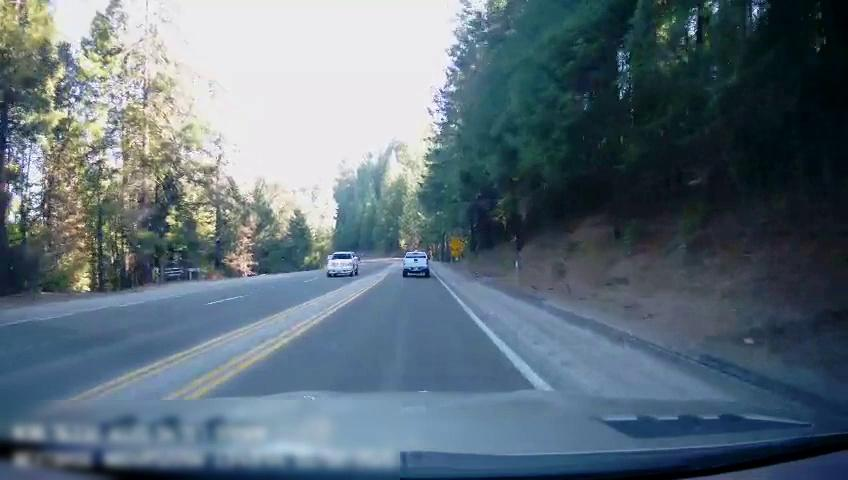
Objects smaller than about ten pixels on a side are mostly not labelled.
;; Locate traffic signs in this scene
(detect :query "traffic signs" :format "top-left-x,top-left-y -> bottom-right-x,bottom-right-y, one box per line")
450,239 -> 464,250
450,249 -> 461,257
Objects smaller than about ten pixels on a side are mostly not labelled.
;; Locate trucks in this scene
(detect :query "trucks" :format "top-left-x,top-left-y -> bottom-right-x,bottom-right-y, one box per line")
326,251 -> 360,278
402,251 -> 431,279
